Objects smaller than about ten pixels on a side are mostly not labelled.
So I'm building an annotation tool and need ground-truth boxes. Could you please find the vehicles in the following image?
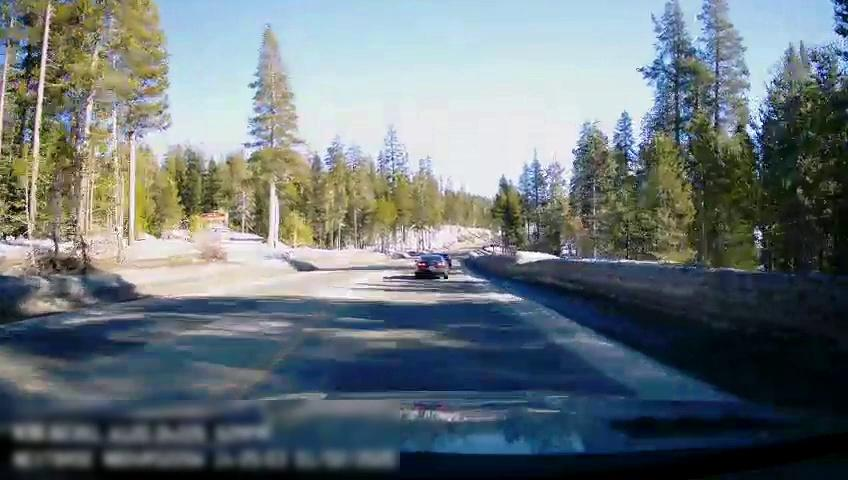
[413,253,449,280]
[442,253,452,266]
